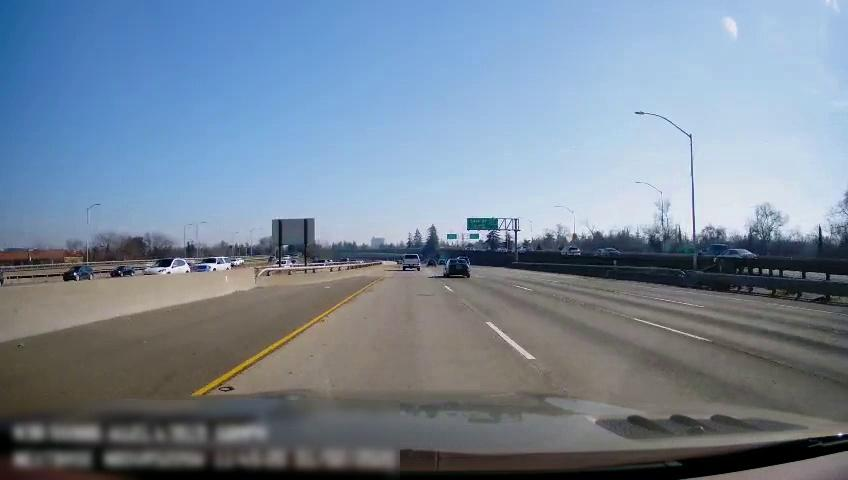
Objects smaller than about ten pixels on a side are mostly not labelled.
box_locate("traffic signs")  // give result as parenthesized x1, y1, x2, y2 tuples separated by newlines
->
(469, 233, 480, 240)
(466, 217, 498, 231)
(446, 233, 457, 240)
(271, 217, 316, 241)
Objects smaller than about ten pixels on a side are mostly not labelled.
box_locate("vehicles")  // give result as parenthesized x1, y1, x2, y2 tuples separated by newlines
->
(273, 258, 293, 268)
(62, 264, 97, 282)
(560, 247, 581, 256)
(194, 256, 233, 272)
(401, 253, 421, 272)
(442, 257, 470, 279)
(598, 248, 623, 256)
(0, 267, 5, 286)
(697, 243, 735, 257)
(457, 256, 470, 265)
(144, 257, 191, 275)
(716, 248, 757, 258)
(110, 265, 136, 278)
